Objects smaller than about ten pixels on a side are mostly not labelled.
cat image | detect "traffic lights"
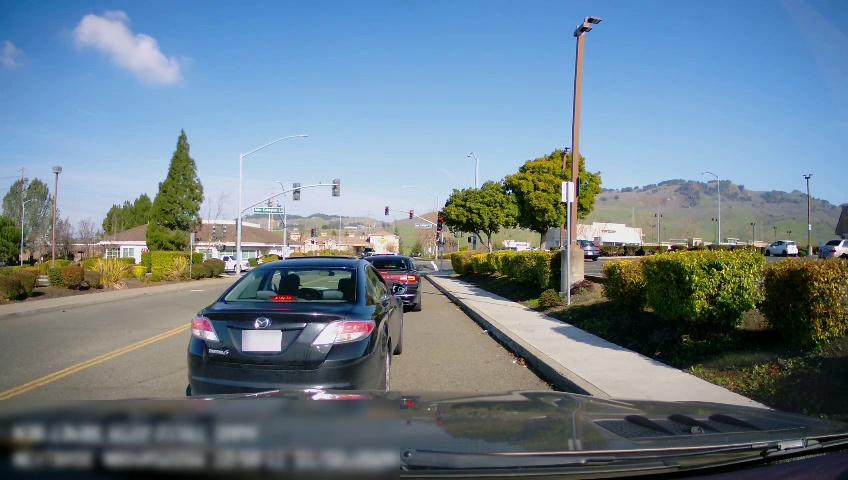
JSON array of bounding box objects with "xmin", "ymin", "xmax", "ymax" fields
[
  {"xmin": 331, "ymin": 179, "xmax": 340, "ymax": 196},
  {"xmin": 291, "ymin": 183, "xmax": 300, "ymax": 201}
]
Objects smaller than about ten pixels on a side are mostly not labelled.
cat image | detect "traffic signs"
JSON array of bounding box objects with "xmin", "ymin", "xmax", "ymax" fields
[
  {"xmin": 254, "ymin": 205, "xmax": 285, "ymax": 216},
  {"xmin": 417, "ymin": 222, "xmax": 433, "ymax": 229}
]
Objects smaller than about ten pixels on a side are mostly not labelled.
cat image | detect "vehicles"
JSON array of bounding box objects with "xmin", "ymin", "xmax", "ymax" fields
[
  {"xmin": 367, "ymin": 255, "xmax": 424, "ymax": 311},
  {"xmin": 764, "ymin": 239, "xmax": 799, "ymax": 256},
  {"xmin": 361, "ymin": 245, "xmax": 374, "ymax": 255},
  {"xmin": 817, "ymin": 237, "xmax": 848, "ymax": 270},
  {"xmin": 184, "ymin": 255, "xmax": 405, "ymax": 396},
  {"xmin": 577, "ymin": 237, "xmax": 602, "ymax": 260},
  {"xmin": 221, "ymin": 254, "xmax": 250, "ymax": 274}
]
